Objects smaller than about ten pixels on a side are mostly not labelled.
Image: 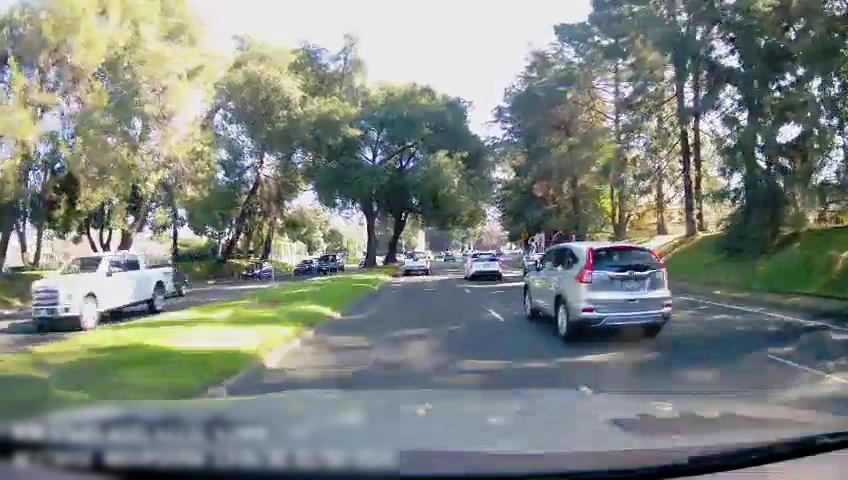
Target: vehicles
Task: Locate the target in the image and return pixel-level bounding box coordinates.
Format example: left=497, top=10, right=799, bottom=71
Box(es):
left=443, top=251, right=457, bottom=262
left=293, top=258, right=319, bottom=277
left=463, top=250, right=504, bottom=280
left=522, top=240, right=674, bottom=340
left=316, top=253, right=345, bottom=275
left=29, top=252, right=178, bottom=332
left=173, top=269, right=194, bottom=298
left=358, top=250, right=367, bottom=267
left=520, top=229, right=577, bottom=277
left=403, top=249, right=431, bottom=275
left=240, top=260, right=274, bottom=282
